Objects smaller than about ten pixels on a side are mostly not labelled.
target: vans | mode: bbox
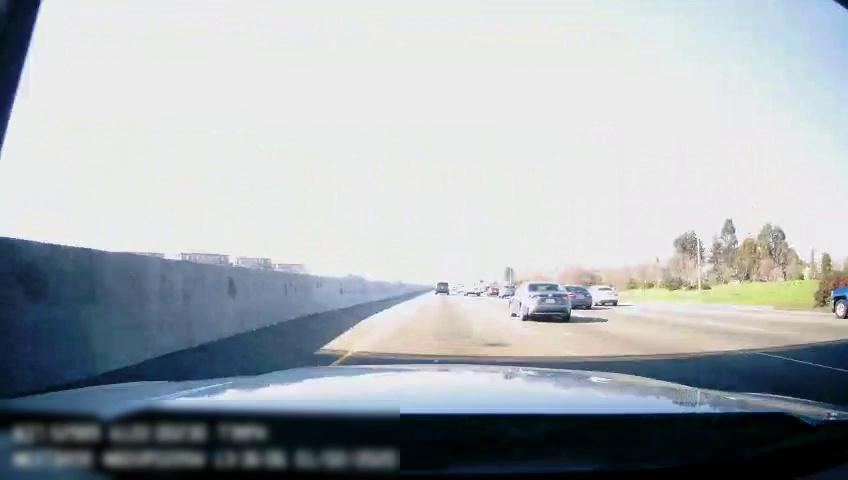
[463,280,481,297]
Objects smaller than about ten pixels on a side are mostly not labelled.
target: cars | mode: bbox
[487,287,500,296]
[509,281,573,321]
[498,285,516,299]
[560,284,594,309]
[586,285,619,306]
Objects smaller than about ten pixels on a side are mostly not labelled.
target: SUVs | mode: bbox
[434,281,450,296]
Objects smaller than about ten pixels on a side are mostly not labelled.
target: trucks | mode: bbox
[830,287,848,320]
